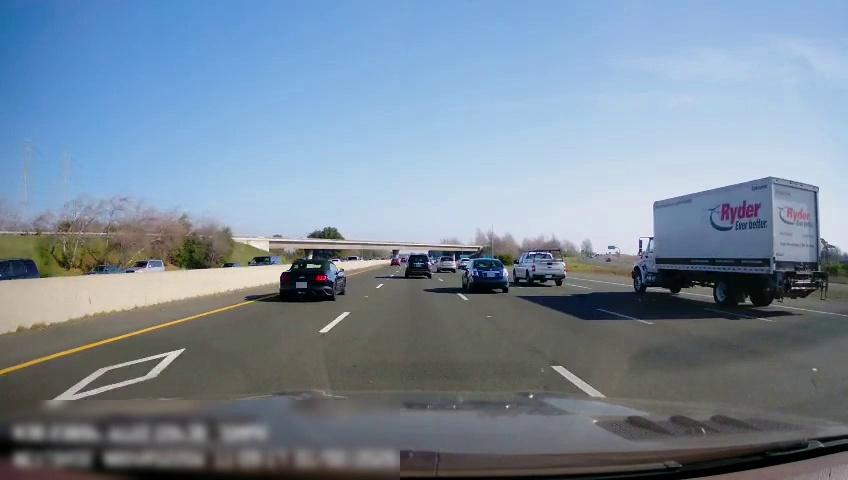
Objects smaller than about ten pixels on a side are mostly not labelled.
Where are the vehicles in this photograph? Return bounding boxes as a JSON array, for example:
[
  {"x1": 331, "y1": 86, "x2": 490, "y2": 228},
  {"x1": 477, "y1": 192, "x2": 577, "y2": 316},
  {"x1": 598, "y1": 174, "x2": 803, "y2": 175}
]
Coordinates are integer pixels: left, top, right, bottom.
[
  {"x1": 404, "y1": 254, "x2": 432, "y2": 279},
  {"x1": 279, "y1": 258, "x2": 347, "y2": 302},
  {"x1": 457, "y1": 257, "x2": 469, "y2": 270},
  {"x1": 125, "y1": 258, "x2": 165, "y2": 274},
  {"x1": 460, "y1": 256, "x2": 509, "y2": 294},
  {"x1": 330, "y1": 258, "x2": 341, "y2": 263},
  {"x1": 247, "y1": 255, "x2": 282, "y2": 268},
  {"x1": 222, "y1": 262, "x2": 240, "y2": 269},
  {"x1": 0, "y1": 256, "x2": 42, "y2": 282},
  {"x1": 390, "y1": 259, "x2": 401, "y2": 267},
  {"x1": 436, "y1": 257, "x2": 457, "y2": 274},
  {"x1": 631, "y1": 174, "x2": 830, "y2": 311},
  {"x1": 346, "y1": 255, "x2": 363, "y2": 263},
  {"x1": 511, "y1": 248, "x2": 568, "y2": 288},
  {"x1": 80, "y1": 263, "x2": 125, "y2": 277}
]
